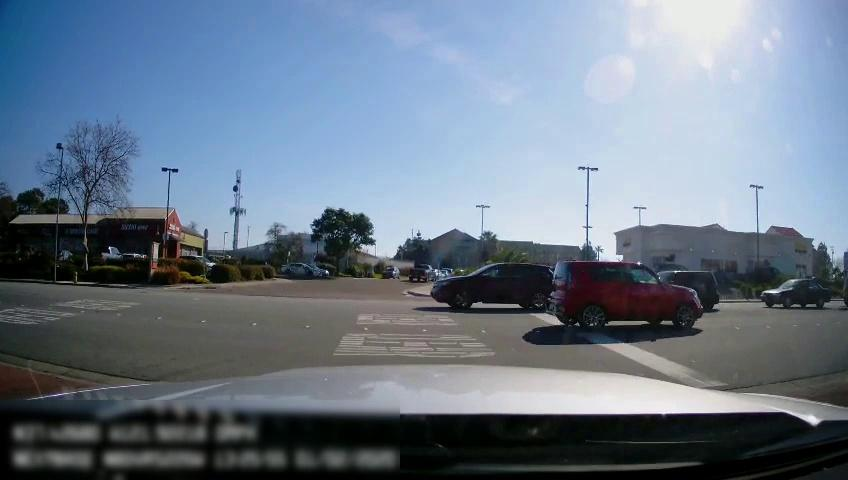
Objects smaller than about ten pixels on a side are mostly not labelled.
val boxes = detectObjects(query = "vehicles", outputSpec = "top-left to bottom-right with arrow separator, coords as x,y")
408,264 -> 436,282
431,263 -> 555,314
655,271 -> 720,313
548,260 -> 703,334
761,279 -> 833,310
384,267 -> 401,280
434,269 -> 446,280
